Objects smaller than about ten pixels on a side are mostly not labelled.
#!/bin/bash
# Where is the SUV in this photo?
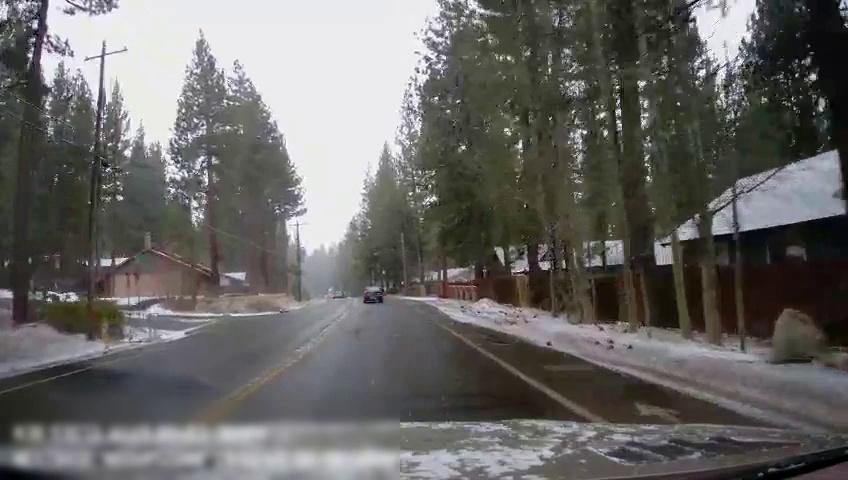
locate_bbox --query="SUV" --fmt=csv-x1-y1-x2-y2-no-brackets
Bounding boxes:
360,286,384,305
